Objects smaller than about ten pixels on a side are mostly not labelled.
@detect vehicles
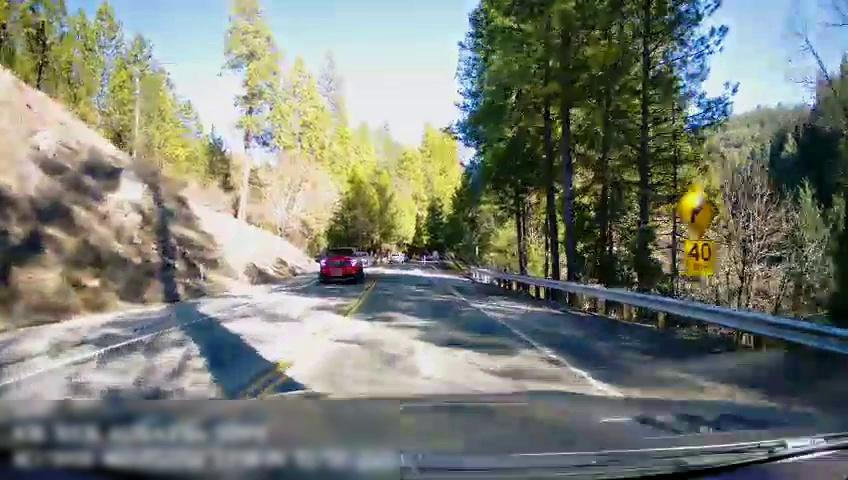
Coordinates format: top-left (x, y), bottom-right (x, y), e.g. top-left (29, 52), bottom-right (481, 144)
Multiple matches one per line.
top-left (387, 253), bottom-right (405, 266)
top-left (318, 248), bottom-right (364, 284)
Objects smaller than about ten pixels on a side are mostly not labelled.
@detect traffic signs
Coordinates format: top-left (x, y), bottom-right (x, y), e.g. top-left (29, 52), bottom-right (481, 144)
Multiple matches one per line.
top-left (685, 239), bottom-right (717, 275)
top-left (673, 185), bottom-right (722, 230)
